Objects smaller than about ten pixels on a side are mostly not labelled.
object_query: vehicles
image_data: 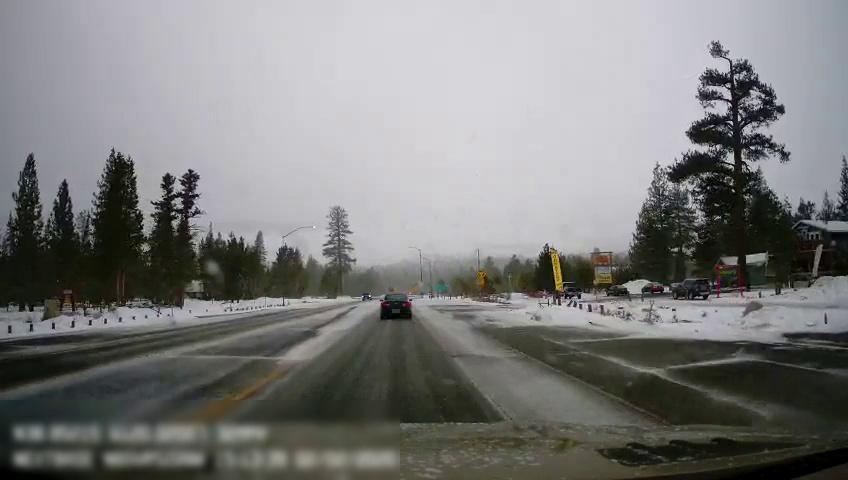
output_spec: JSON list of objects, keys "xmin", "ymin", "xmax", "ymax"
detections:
[
  {"xmin": 379, "ymin": 293, "xmax": 413, "ymax": 320},
  {"xmin": 642, "ymin": 282, "xmax": 664, "ymax": 294},
  {"xmin": 556, "ymin": 281, "xmax": 582, "ymax": 299},
  {"xmin": 607, "ymin": 285, "xmax": 627, "ymax": 296},
  {"xmin": 671, "ymin": 278, "xmax": 711, "ymax": 300},
  {"xmin": 361, "ymin": 292, "xmax": 373, "ymax": 301}
]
